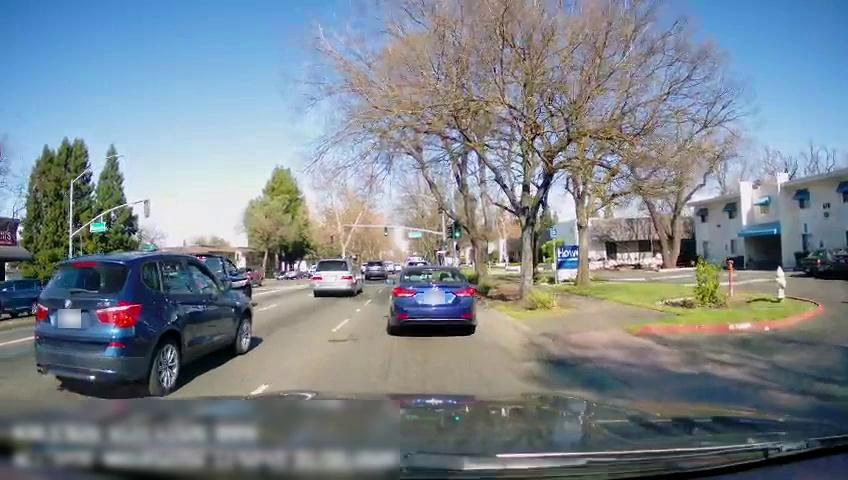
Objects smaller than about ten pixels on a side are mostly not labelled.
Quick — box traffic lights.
[142,199,152,220]
[447,224,453,239]
[454,223,462,241]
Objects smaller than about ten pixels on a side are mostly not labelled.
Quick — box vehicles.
[364,261,386,281]
[32,250,256,397]
[803,253,832,277]
[407,255,424,262]
[383,261,395,274]
[191,254,259,289]
[387,264,480,337]
[0,279,43,319]
[820,252,848,278]
[406,261,427,266]
[311,258,366,298]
